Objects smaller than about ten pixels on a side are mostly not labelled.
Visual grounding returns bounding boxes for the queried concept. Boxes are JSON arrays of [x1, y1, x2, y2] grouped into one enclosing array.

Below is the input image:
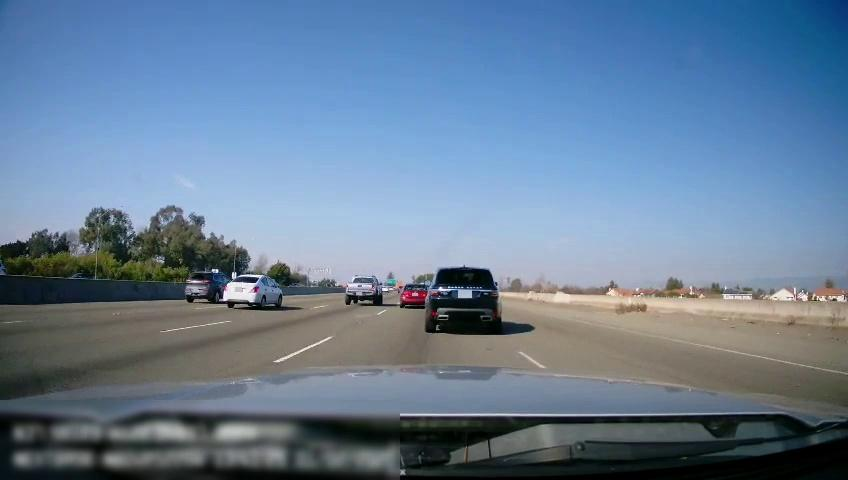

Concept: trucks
[[345, 275, 384, 306]]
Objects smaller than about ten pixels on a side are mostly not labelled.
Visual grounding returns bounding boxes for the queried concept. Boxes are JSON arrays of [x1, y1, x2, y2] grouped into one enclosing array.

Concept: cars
[[400, 283, 430, 309], [222, 274, 284, 310]]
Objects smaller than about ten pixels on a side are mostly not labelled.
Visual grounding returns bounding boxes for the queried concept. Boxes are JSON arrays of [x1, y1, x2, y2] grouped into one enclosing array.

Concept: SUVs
[[184, 271, 241, 305], [424, 262, 503, 334]]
